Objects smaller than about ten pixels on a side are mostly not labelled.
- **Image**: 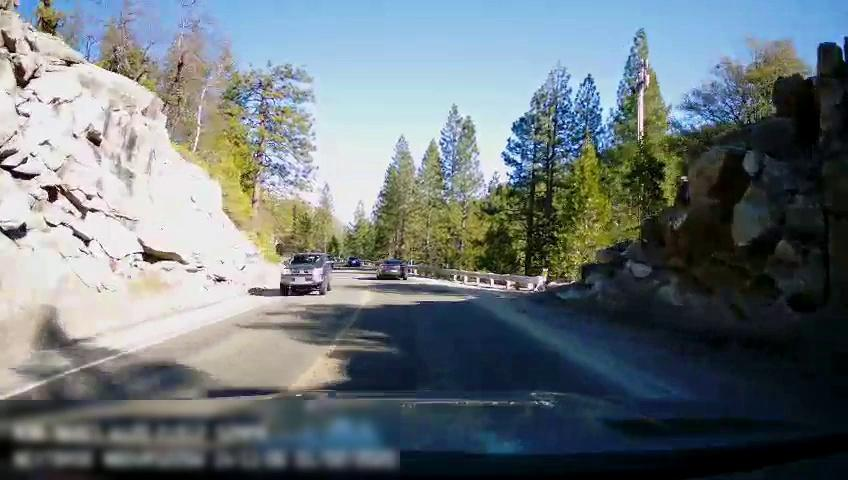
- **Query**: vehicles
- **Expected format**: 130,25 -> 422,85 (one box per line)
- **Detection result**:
323,256 -> 338,269
377,258 -> 408,280
346,255 -> 361,266
279,253 -> 332,296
